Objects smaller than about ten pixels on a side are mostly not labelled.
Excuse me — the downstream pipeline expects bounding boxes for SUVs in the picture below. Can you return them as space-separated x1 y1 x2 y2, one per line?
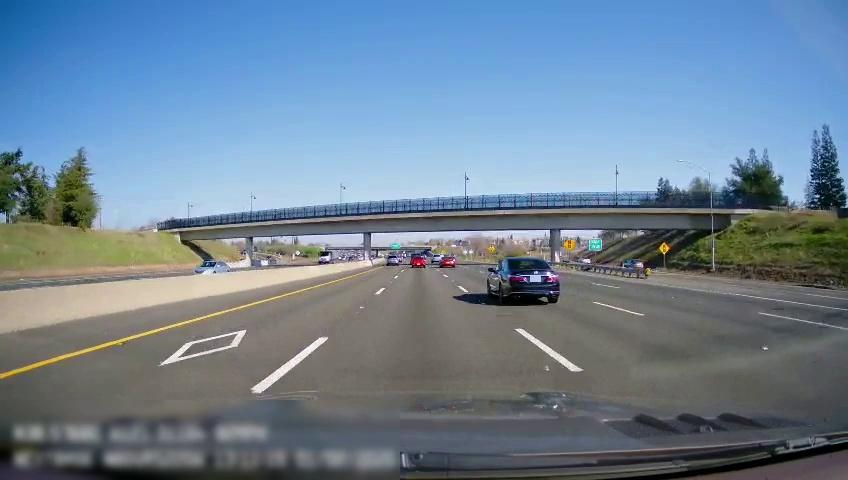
385 253 400 266
429 253 443 265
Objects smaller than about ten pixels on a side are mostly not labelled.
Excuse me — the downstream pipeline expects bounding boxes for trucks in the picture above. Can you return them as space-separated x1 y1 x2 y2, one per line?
317 250 334 265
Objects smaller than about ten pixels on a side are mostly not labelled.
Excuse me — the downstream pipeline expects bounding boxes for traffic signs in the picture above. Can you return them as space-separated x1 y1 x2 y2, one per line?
562 239 577 251
389 242 402 249
587 239 603 252
659 241 670 255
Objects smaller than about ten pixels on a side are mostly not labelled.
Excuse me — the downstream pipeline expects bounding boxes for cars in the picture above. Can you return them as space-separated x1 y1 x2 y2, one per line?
411 255 428 268
485 258 560 304
438 255 457 268
625 257 643 270
190 260 232 277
